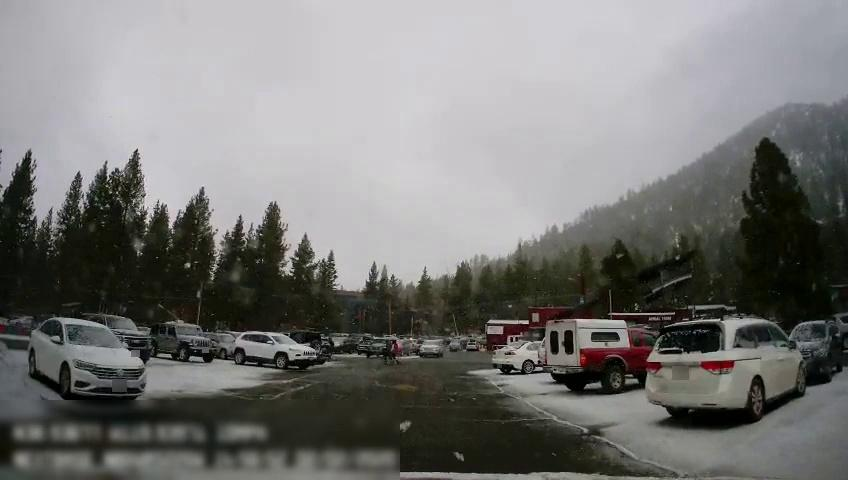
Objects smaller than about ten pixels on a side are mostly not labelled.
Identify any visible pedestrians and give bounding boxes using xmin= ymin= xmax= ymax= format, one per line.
xmin=391 ymin=340 xmax=398 ymax=360
xmin=382 ymin=340 xmax=391 ymax=360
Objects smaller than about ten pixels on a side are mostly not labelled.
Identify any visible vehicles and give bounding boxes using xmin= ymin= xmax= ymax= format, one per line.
xmin=645 ymin=319 xmax=806 ymax=423
xmin=538 ymin=336 xmax=545 ymax=367
xmin=287 ymin=330 xmax=322 ymax=360
xmin=366 ymin=338 xmax=385 ymax=358
xmin=149 ymin=322 xmax=217 ymax=364
xmin=492 ymin=340 xmax=539 ymax=376
xmin=203 ymin=331 xmax=237 ymax=360
xmin=232 ymin=331 xmax=318 ymax=372
xmin=81 ymin=312 xmax=154 ymax=364
xmin=27 ymin=317 xmax=149 ymax=402
xmin=356 ymin=337 xmax=371 ymax=355
xmin=420 ymin=340 xmax=443 ymax=358
xmin=319 ymin=333 xmax=333 ymax=363
xmin=789 ymin=321 xmax=847 ymax=385
xmin=333 ymin=337 xmax=357 ymax=355
xmin=545 ymin=318 xmax=659 ymax=395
